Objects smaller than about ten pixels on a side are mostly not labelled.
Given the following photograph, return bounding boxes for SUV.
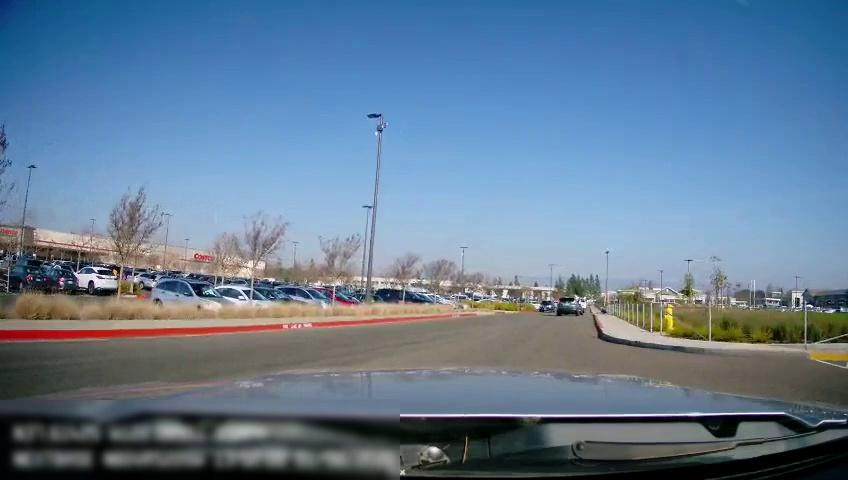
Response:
[557,298,579,316]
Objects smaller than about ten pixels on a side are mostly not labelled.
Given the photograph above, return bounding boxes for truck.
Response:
[539,299,556,313]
